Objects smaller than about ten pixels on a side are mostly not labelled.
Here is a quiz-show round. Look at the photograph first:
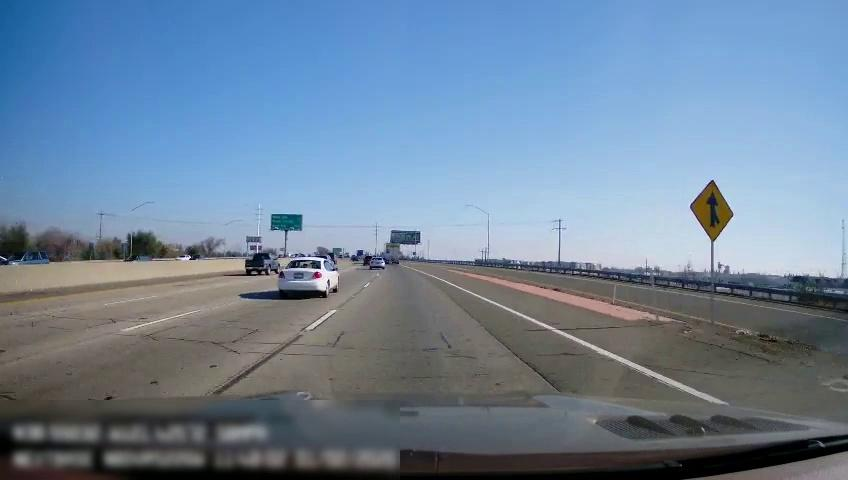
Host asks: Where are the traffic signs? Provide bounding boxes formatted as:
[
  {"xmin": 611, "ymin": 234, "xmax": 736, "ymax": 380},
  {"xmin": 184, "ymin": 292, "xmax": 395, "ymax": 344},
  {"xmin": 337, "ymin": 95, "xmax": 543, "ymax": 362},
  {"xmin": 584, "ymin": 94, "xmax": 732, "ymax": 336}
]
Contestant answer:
[
  {"xmin": 688, "ymin": 179, "xmax": 734, "ymax": 243},
  {"xmin": 269, "ymin": 212, "xmax": 303, "ymax": 231}
]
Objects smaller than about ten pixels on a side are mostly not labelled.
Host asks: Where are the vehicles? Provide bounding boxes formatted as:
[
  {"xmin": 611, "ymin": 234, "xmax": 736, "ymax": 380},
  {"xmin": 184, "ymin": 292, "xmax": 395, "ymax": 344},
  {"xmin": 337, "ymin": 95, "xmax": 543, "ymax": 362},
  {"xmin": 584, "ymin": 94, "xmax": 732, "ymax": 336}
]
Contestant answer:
[
  {"xmin": 188, "ymin": 255, "xmax": 208, "ymax": 260},
  {"xmin": 7, "ymin": 248, "xmax": 49, "ymax": 266},
  {"xmin": 175, "ymin": 255, "xmax": 191, "ymax": 262},
  {"xmin": 244, "ymin": 252, "xmax": 281, "ymax": 276},
  {"xmin": 277, "ymin": 256, "xmax": 341, "ymax": 300},
  {"xmin": 369, "ymin": 256, "xmax": 386, "ymax": 270},
  {"xmin": 362, "ymin": 255, "xmax": 373, "ymax": 266},
  {"xmin": 125, "ymin": 255, "xmax": 152, "ymax": 263},
  {"xmin": 384, "ymin": 242, "xmax": 402, "ymax": 265},
  {"xmin": 0, "ymin": 256, "xmax": 8, "ymax": 266}
]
